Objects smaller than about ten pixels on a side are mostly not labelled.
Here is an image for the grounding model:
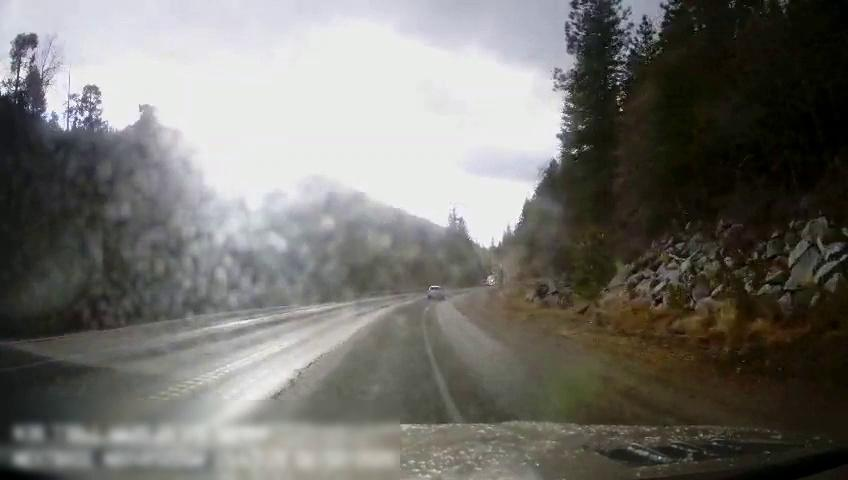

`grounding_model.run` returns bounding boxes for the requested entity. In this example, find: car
[427,285,442,299]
